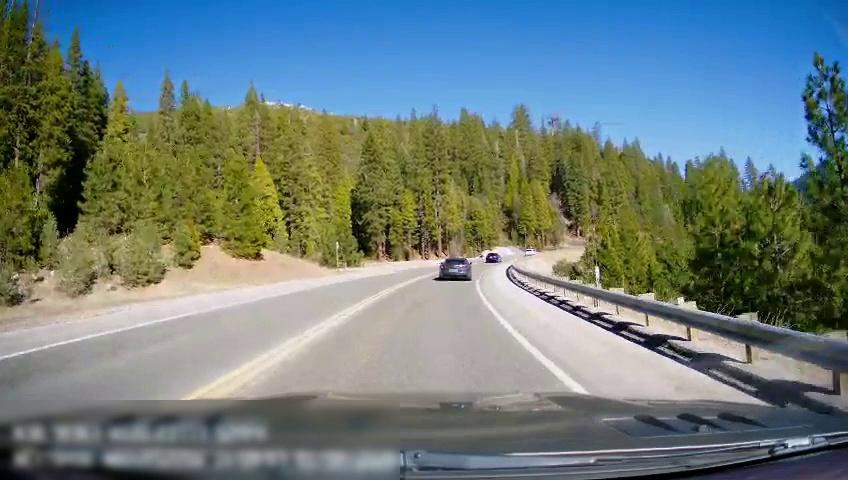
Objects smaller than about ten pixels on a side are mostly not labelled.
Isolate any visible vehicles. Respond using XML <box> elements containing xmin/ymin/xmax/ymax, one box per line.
<box><xmin>485</xmin><ymin>251</ymin><xmax>501</xmax><ymax>264</ymax></box>
<box><xmin>523</xmin><ymin>247</ymin><xmax>536</xmax><ymax>256</ymax></box>
<box><xmin>438</xmin><ymin>256</ymin><xmax>472</xmax><ymax>281</ymax></box>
